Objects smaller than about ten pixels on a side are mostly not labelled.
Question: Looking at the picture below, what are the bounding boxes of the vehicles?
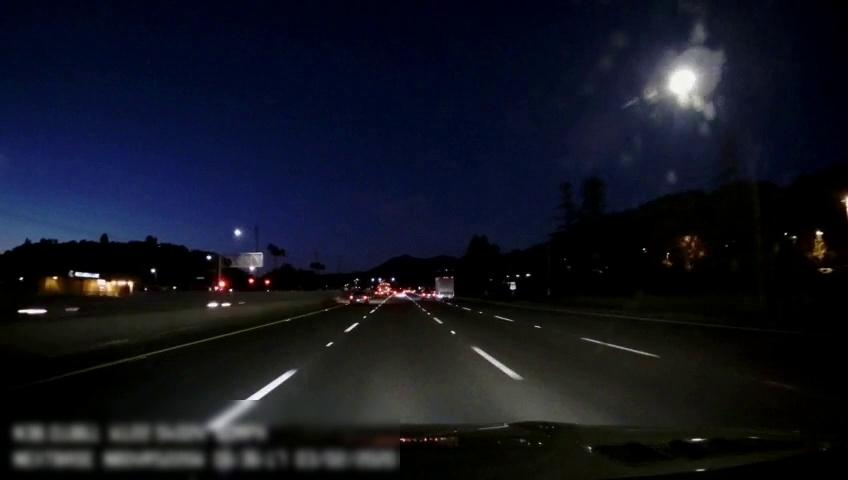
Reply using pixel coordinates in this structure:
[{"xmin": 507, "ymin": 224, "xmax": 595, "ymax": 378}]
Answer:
[
  {"xmin": 374, "ymin": 287, "xmax": 387, "ymax": 298},
  {"xmin": 434, "ymin": 278, "xmax": 455, "ymax": 302},
  {"xmin": 394, "ymin": 288, "xmax": 408, "ymax": 300},
  {"xmin": 12, "ymin": 300, "xmax": 93, "ymax": 324},
  {"xmin": 206, "ymin": 295, "xmax": 249, "ymax": 310},
  {"xmin": 422, "ymin": 289, "xmax": 436, "ymax": 301},
  {"xmin": 349, "ymin": 289, "xmax": 370, "ymax": 306}
]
